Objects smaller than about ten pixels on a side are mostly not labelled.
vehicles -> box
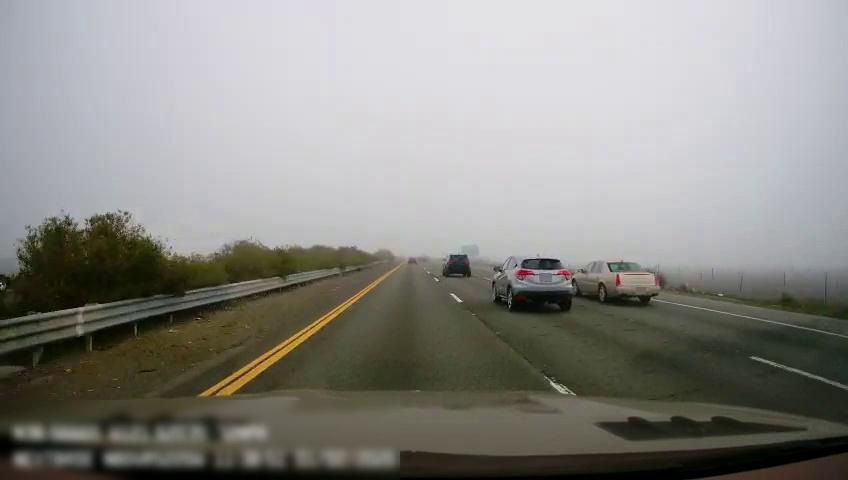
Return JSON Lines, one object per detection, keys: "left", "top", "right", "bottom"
{"left": 568, "top": 259, "right": 661, "bottom": 306}
{"left": 489, "top": 254, "right": 574, "bottom": 313}
{"left": 441, "top": 254, "right": 472, "bottom": 278}
{"left": 0, "top": 271, "right": 12, "bottom": 294}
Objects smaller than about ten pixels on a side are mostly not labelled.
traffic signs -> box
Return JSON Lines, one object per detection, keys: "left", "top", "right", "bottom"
{"left": 460, "top": 244, "right": 481, "bottom": 256}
